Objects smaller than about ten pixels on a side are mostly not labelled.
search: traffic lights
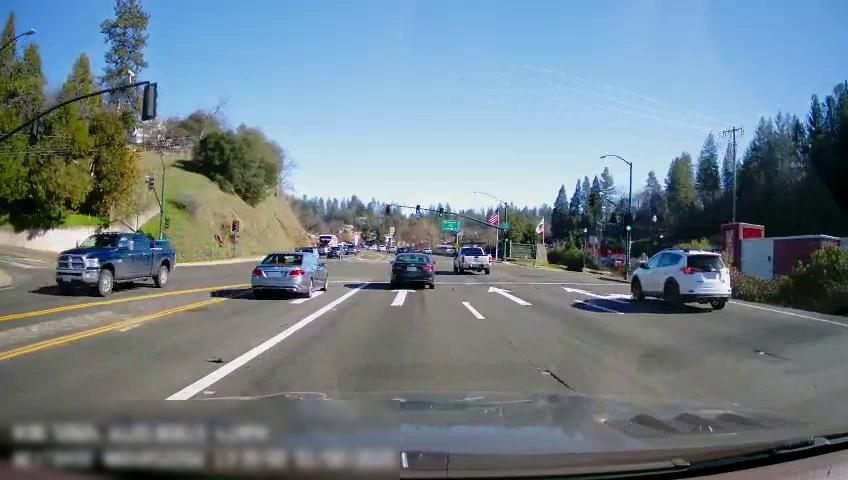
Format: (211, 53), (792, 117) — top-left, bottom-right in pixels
(146, 175), (154, 189)
(414, 203), (422, 215)
(589, 191), (595, 208)
(624, 213), (633, 232)
(142, 83), (158, 122)
(438, 207), (444, 218)
(386, 205), (391, 218)
(27, 116), (39, 145)
(231, 219), (240, 234)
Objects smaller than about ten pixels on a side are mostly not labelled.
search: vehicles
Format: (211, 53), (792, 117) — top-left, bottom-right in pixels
(318, 234), (339, 256)
(251, 251), (330, 300)
(629, 249), (733, 311)
(449, 246), (493, 275)
(326, 246), (346, 259)
(344, 244), (358, 256)
(56, 233), (177, 298)
(390, 253), (437, 291)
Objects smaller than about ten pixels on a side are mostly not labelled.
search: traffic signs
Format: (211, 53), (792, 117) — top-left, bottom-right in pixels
(441, 219), (463, 233)
(498, 223), (512, 231)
